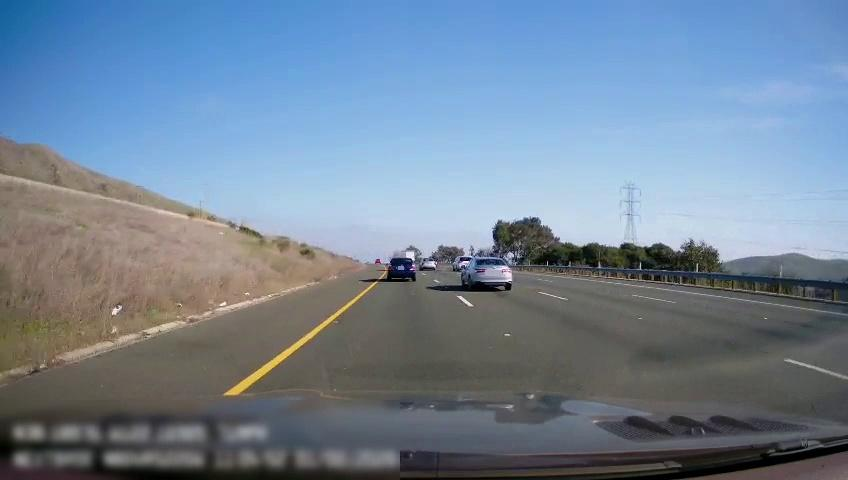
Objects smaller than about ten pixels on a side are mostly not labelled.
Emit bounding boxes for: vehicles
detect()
[398,250,416,262]
[453,255,472,271]
[387,258,416,281]
[459,257,513,290]
[419,259,436,271]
